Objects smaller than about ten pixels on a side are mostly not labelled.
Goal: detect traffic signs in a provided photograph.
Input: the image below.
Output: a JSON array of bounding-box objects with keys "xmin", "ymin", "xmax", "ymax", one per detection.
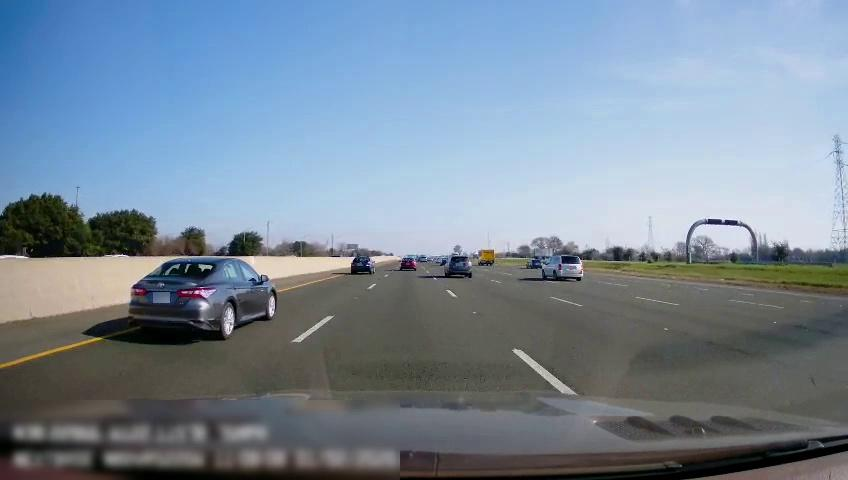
[{"xmin": 346, "ymin": 243, "xmax": 358, "ymax": 250}]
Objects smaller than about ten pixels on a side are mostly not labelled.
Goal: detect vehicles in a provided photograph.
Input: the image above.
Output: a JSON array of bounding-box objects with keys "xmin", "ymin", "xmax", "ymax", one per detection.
[
  {"xmin": 533, "ymin": 247, "xmax": 552, "ymax": 259},
  {"xmin": 0, "ymin": 254, "xmax": 30, "ymax": 259},
  {"xmin": 477, "ymin": 249, "xmax": 496, "ymax": 267},
  {"xmin": 102, "ymin": 253, "xmax": 128, "ymax": 258},
  {"xmin": 398, "ymin": 257, "xmax": 417, "ymax": 272},
  {"xmin": 127, "ymin": 256, "xmax": 279, "ymax": 340},
  {"xmin": 444, "ymin": 255, "xmax": 473, "ymax": 280},
  {"xmin": 526, "ymin": 257, "xmax": 543, "ymax": 270},
  {"xmin": 540, "ymin": 254, "xmax": 584, "ymax": 282},
  {"xmin": 350, "ymin": 255, "xmax": 375, "ymax": 275}
]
